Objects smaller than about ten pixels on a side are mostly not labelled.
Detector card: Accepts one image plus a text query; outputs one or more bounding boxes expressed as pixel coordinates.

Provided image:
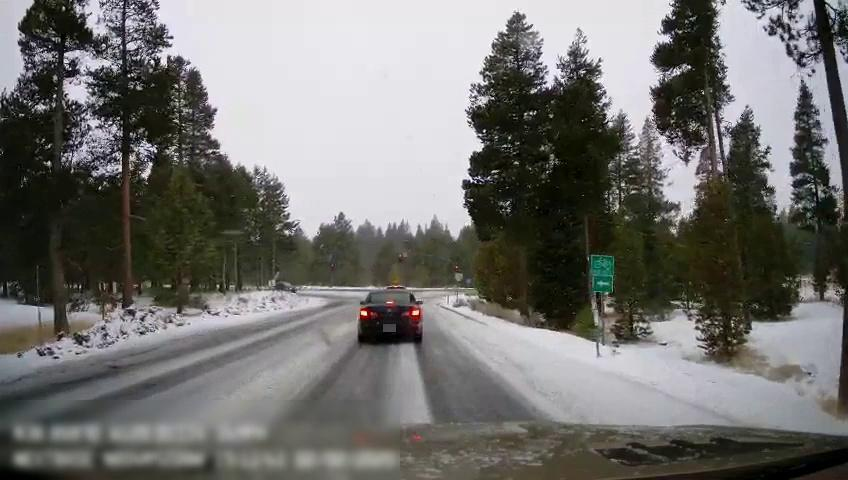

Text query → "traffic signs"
[592,276,613,292]
[590,254,614,276]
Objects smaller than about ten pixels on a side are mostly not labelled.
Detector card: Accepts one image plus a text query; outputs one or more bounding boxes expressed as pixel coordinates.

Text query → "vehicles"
[274,282,297,294]
[358,290,424,344]
[385,285,406,291]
